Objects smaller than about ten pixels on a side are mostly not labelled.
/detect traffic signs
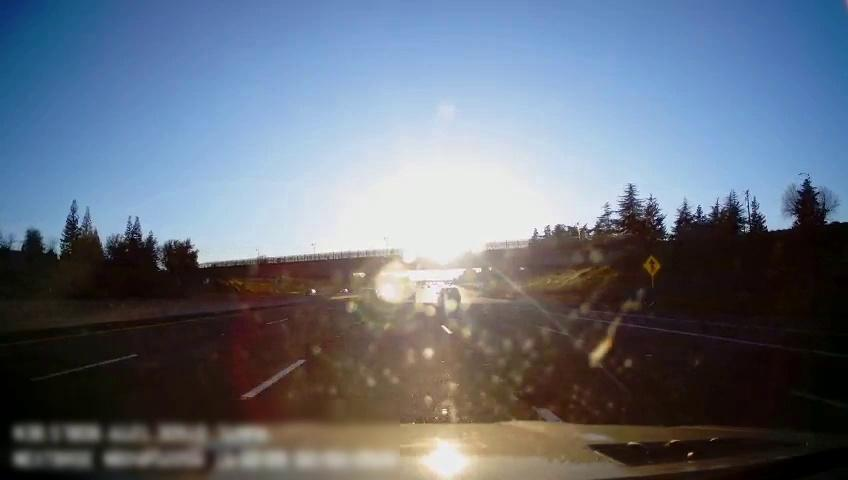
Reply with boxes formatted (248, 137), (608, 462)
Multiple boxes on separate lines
(642, 254), (662, 277)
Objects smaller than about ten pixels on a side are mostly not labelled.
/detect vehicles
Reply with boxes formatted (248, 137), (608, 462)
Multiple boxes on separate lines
(357, 287), (380, 303)
(405, 291), (416, 301)
(435, 287), (463, 311)
(304, 288), (317, 297)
